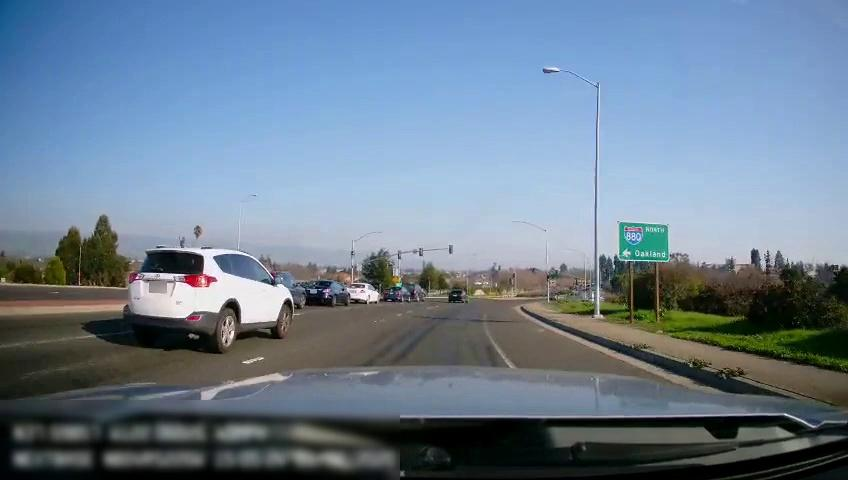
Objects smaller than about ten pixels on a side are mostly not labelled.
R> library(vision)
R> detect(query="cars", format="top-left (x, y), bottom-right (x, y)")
top-left (300, 280), bottom-right (351, 307)
top-left (448, 290), bottom-right (468, 303)
top-left (345, 283), bottom-right (379, 305)
top-left (383, 286), bottom-right (411, 302)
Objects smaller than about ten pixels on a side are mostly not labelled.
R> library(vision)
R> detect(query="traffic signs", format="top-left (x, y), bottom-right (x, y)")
top-left (618, 221), bottom-right (670, 263)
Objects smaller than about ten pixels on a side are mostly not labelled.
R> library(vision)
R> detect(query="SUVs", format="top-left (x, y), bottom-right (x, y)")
top-left (269, 271), bottom-right (307, 310)
top-left (123, 247), bottom-right (294, 354)
top-left (403, 283), bottom-right (425, 302)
